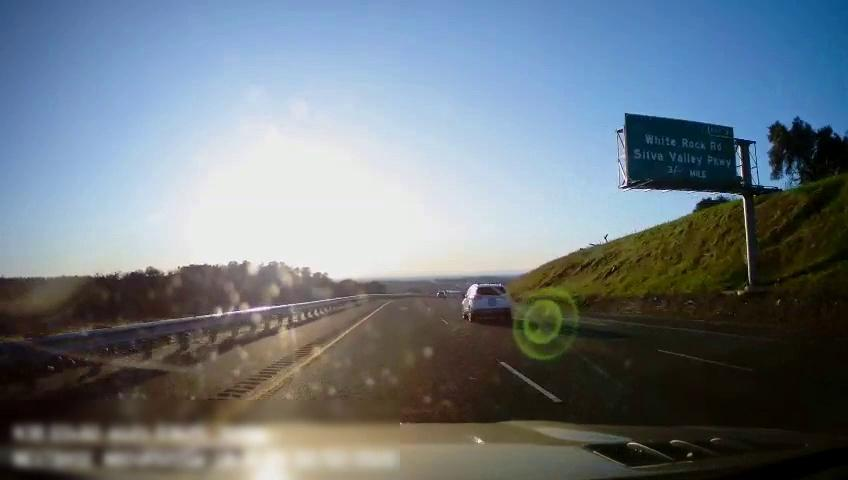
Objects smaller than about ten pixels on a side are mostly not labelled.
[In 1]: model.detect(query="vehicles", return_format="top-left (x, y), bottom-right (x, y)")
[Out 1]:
top-left (461, 284), bottom-right (512, 324)
top-left (436, 290), bottom-right (446, 298)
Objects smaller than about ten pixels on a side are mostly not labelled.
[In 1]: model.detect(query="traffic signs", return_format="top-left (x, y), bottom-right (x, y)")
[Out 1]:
top-left (623, 112), bottom-right (738, 192)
